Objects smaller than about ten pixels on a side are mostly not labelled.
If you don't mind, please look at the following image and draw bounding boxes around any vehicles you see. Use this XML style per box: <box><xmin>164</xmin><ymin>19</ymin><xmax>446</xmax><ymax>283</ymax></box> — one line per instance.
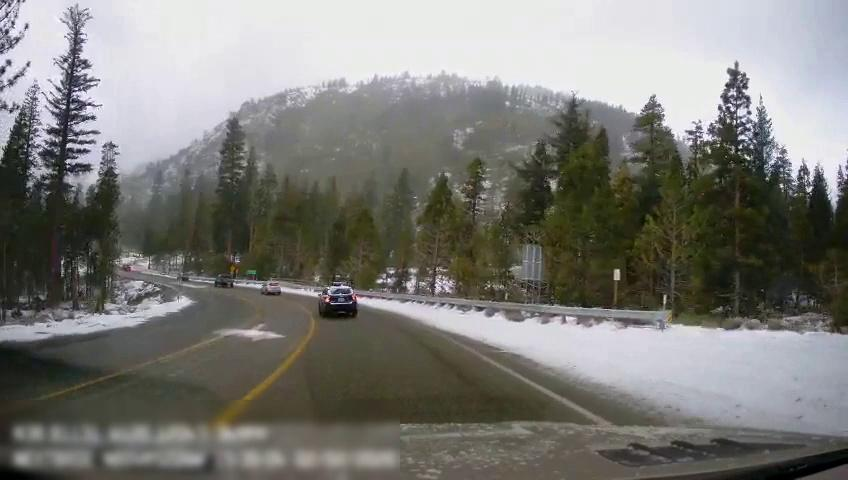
<box><xmin>317</xmin><ymin>281</ymin><xmax>358</xmax><ymax>318</ymax></box>
<box><xmin>176</xmin><ymin>272</ymin><xmax>190</xmax><ymax>281</ymax></box>
<box><xmin>214</xmin><ymin>273</ymin><xmax>234</xmax><ymax>288</ymax></box>
<box><xmin>260</xmin><ymin>280</ymin><xmax>282</xmax><ymax>296</ymax></box>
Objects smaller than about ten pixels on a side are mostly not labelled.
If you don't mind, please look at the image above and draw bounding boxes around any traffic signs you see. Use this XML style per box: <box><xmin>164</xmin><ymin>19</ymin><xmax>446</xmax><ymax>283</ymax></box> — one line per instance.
<box><xmin>246</xmin><ymin>269</ymin><xmax>257</xmax><ymax>275</ymax></box>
